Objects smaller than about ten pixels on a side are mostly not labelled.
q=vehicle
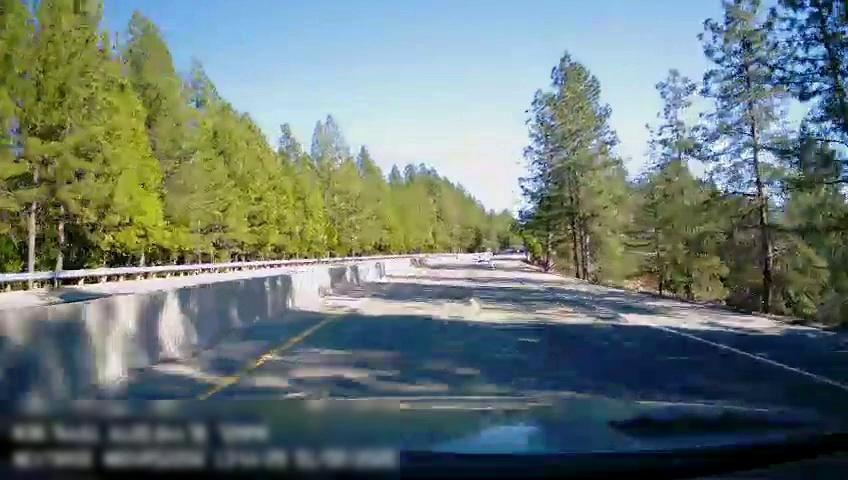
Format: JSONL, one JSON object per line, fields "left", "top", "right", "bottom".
{"left": 476, "top": 252, "right": 491, "bottom": 264}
